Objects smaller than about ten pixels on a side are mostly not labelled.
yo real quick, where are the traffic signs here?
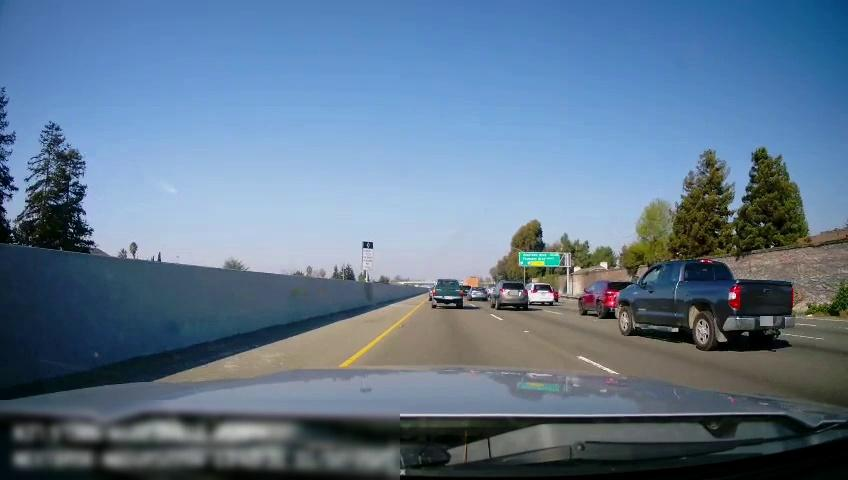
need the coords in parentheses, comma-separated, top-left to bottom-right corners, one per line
(361, 241, 373, 271)
(519, 252, 561, 268)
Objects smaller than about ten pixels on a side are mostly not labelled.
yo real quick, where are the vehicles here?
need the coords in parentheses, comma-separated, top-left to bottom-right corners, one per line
(576, 280, 632, 317)
(613, 258, 795, 352)
(552, 287, 560, 302)
(489, 280, 529, 310)
(431, 279, 464, 310)
(459, 285, 470, 296)
(525, 283, 553, 306)
(466, 285, 489, 302)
